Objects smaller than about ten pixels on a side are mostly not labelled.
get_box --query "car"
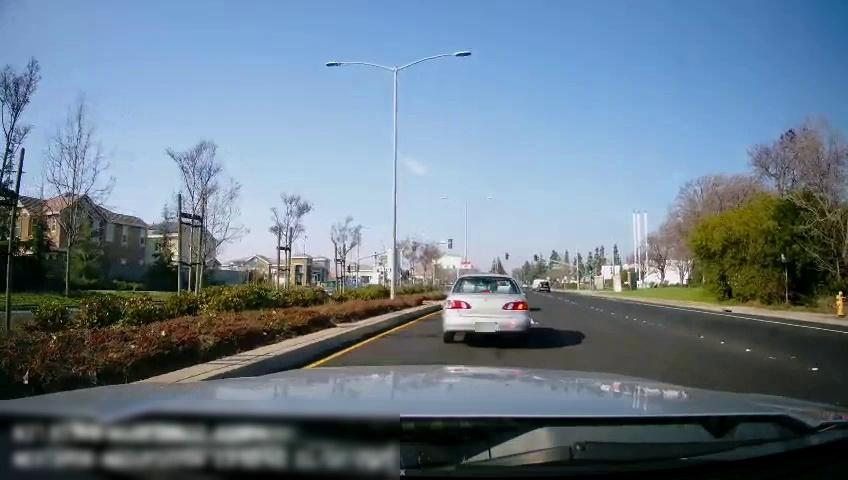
[441,274,530,345]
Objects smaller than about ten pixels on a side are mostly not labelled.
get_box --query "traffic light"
[447,238,453,249]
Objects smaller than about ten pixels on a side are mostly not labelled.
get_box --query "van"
[530,279,548,291]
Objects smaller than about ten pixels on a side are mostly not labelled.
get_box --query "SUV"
[537,281,551,293]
